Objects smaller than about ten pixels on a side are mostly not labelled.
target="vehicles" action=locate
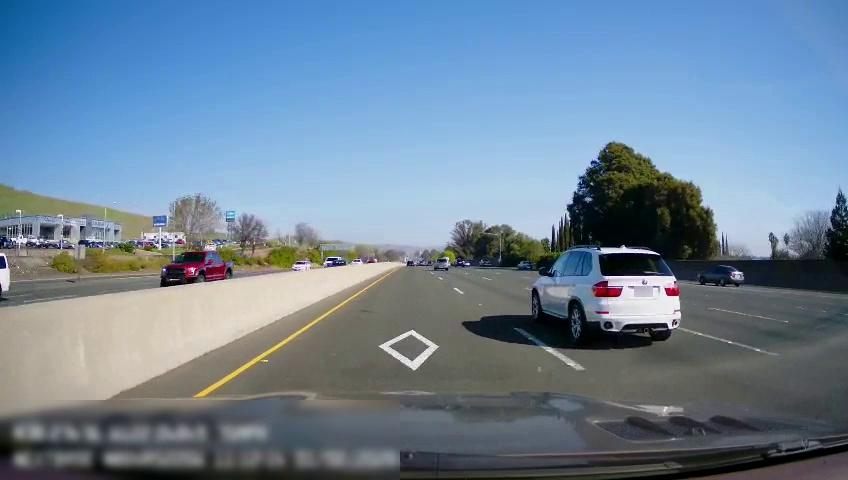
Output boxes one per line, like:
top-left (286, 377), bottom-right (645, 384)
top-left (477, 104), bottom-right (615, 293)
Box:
top-left (0, 252), bottom-right (12, 298)
top-left (322, 256), bottom-right (343, 267)
top-left (479, 258), bottom-right (493, 266)
top-left (517, 260), bottom-right (533, 271)
top-left (433, 257), bottom-right (450, 271)
top-left (695, 264), bottom-right (744, 288)
top-left (160, 249), bottom-right (234, 288)
top-left (351, 258), bottom-right (364, 264)
top-left (292, 260), bottom-right (311, 272)
top-left (530, 248), bottom-right (682, 344)
top-left (454, 257), bottom-right (466, 268)
top-left (329, 259), bottom-right (347, 267)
